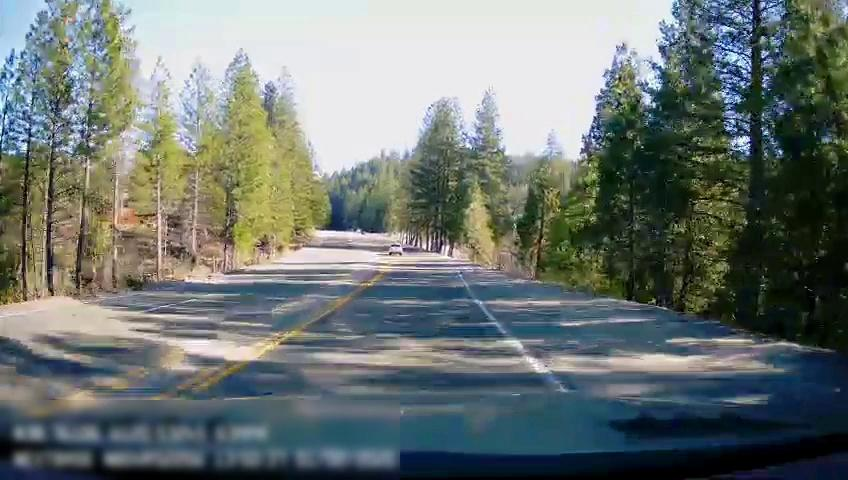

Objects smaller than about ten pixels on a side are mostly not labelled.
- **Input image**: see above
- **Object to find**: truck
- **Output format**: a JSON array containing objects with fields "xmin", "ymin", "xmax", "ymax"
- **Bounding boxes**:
[{"xmin": 388, "ymin": 243, "xmax": 403, "ymax": 257}]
